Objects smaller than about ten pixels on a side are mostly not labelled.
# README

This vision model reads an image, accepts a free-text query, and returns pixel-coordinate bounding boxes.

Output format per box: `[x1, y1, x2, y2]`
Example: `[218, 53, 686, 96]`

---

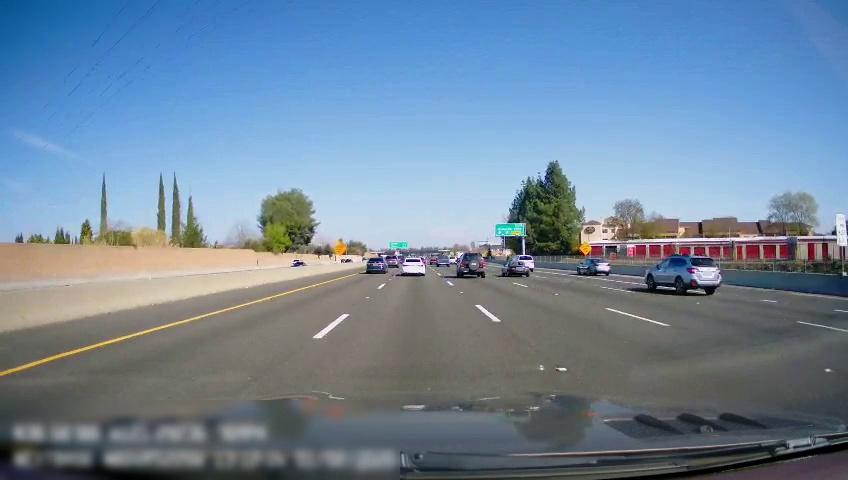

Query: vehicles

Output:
[289, 261, 307, 269]
[510, 254, 535, 273]
[501, 261, 529, 278]
[576, 257, 612, 276]
[398, 257, 426, 277]
[455, 251, 464, 264]
[455, 252, 487, 279]
[644, 254, 722, 296]
[383, 255, 399, 269]
[435, 255, 450, 268]
[366, 256, 388, 275]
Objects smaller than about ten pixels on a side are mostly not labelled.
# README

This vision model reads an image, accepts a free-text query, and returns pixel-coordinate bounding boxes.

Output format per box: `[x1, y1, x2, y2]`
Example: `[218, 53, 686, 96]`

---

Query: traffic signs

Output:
[495, 223, 525, 237]
[835, 213, 848, 247]
[335, 239, 347, 256]
[389, 240, 409, 249]
[579, 241, 592, 256]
